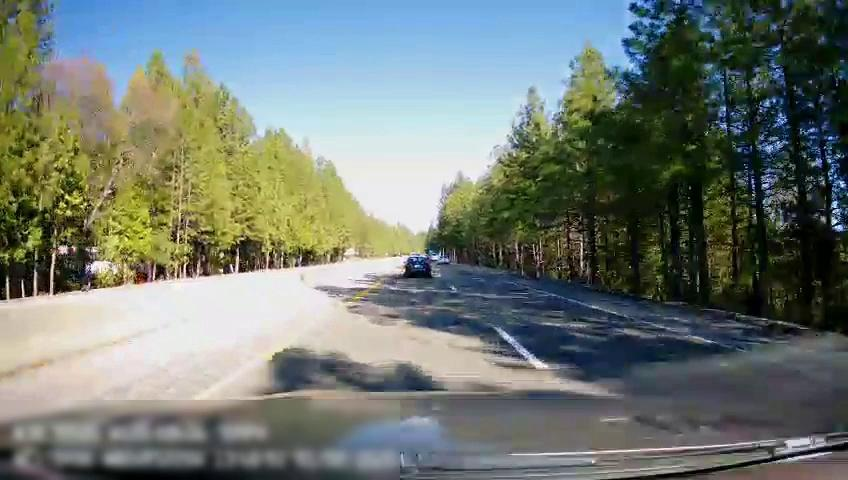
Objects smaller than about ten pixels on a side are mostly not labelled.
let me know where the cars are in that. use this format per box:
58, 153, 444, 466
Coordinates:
436, 254, 450, 265
404, 255, 432, 278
